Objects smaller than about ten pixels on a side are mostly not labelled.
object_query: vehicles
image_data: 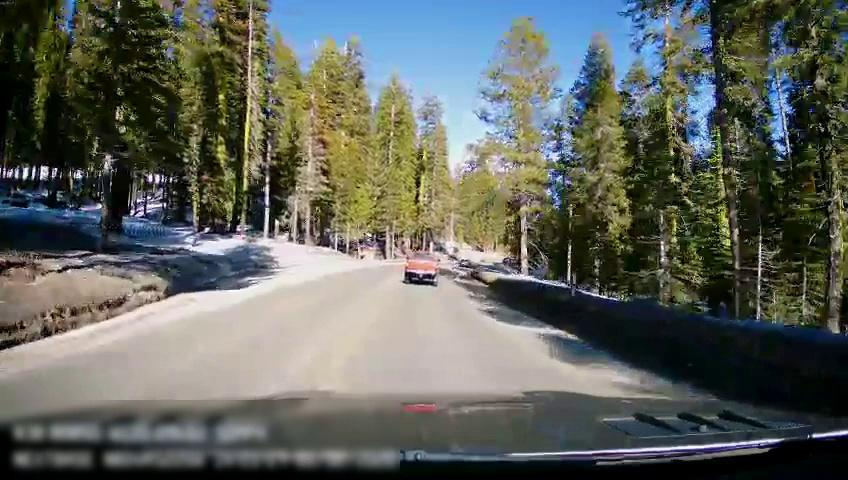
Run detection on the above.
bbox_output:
[404,251,441,284]
[459,258,473,268]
